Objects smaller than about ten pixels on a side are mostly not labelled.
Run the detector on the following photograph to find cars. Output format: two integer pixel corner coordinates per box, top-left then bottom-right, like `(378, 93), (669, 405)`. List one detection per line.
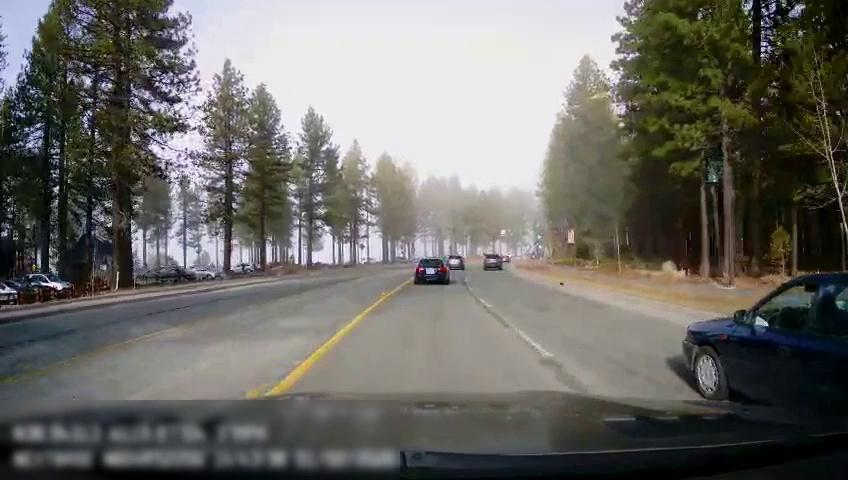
(0, 280), (19, 306)
(186, 267), (217, 282)
(682, 274), (848, 416)
(448, 255), (466, 270)
(0, 279), (44, 303)
(415, 258), (449, 284)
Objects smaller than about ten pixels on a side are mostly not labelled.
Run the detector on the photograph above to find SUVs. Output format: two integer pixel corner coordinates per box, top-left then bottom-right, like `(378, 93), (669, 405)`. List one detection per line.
(482, 254), (503, 271)
(22, 273), (73, 296)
